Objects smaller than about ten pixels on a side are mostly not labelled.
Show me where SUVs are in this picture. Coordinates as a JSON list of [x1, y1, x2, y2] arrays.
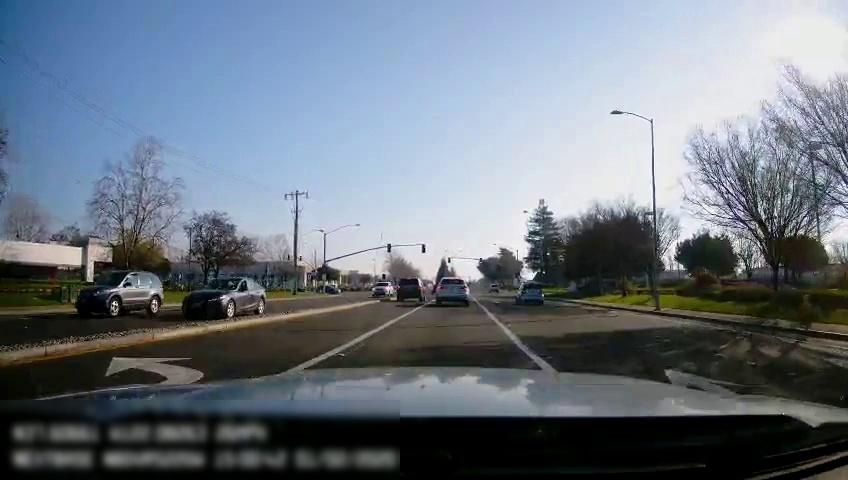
[[371, 280, 395, 299], [75, 270, 165, 319], [396, 278, 426, 303], [435, 276, 470, 306]]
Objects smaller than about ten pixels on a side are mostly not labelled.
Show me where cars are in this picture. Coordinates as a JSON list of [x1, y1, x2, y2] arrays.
[[512, 280, 545, 308], [180, 277, 267, 321]]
